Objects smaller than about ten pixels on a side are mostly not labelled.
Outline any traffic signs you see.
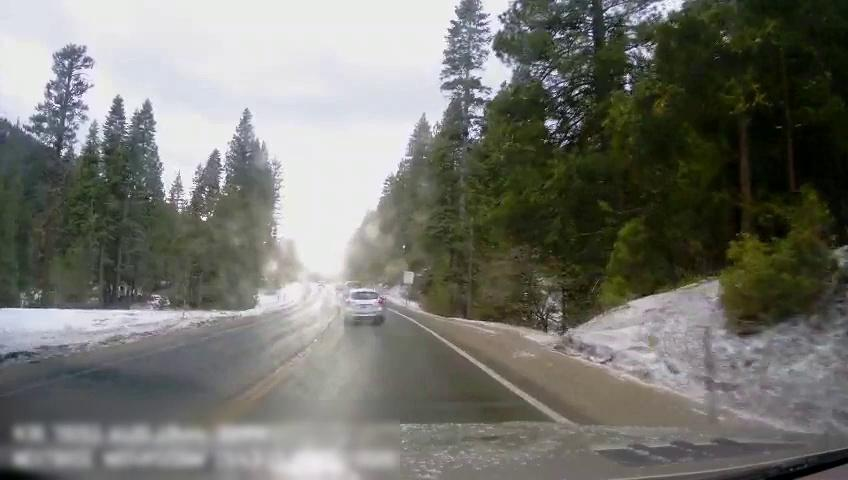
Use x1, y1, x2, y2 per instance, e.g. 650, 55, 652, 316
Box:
403, 270, 415, 285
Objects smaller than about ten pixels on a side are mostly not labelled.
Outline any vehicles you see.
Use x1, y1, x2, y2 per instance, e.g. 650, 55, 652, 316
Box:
346, 289, 381, 321
341, 281, 363, 298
